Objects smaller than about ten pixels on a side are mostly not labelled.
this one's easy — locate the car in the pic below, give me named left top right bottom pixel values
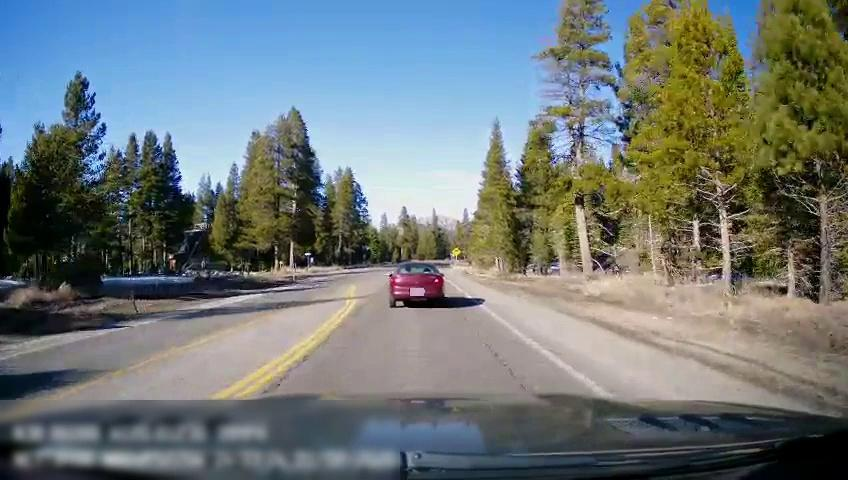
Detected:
left=389, top=262, right=445, bottom=308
